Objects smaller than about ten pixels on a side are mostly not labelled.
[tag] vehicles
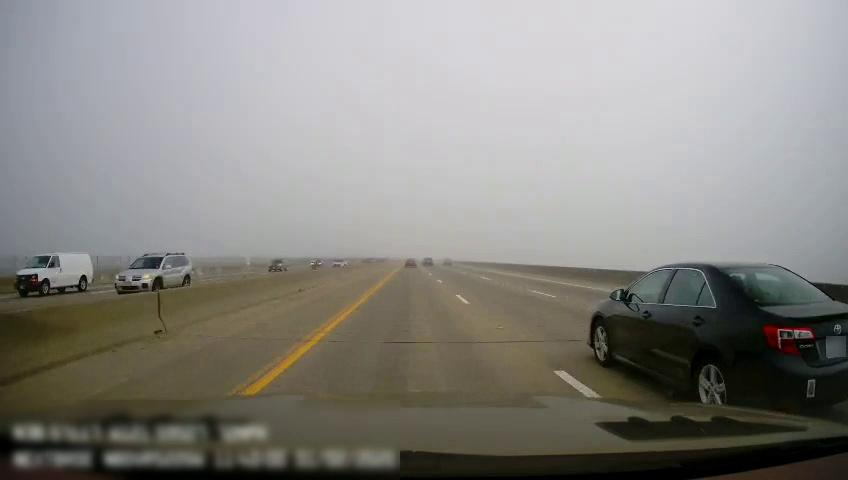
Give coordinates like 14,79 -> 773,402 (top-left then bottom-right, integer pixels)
331,257 -> 352,268
14,252 -> 94,297
404,257 -> 418,268
267,257 -> 289,273
310,258 -> 325,268
112,252 -> 194,296
422,257 -> 434,267
442,258 -> 453,266
585,260 -> 848,417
